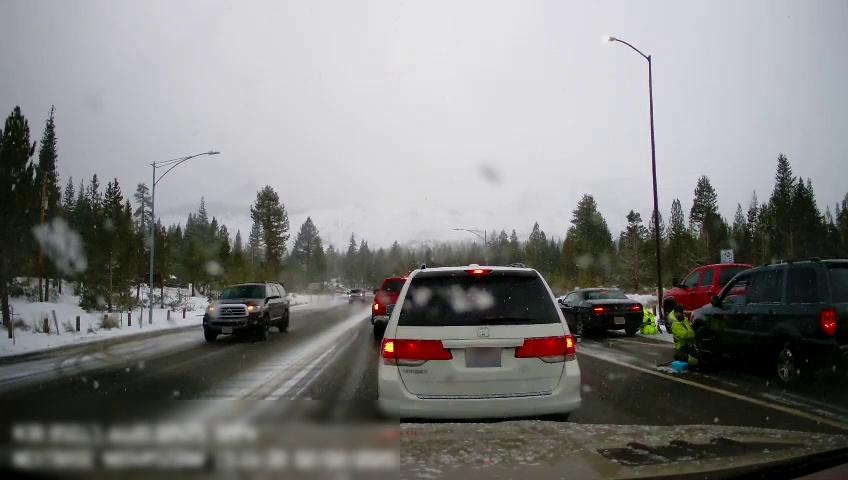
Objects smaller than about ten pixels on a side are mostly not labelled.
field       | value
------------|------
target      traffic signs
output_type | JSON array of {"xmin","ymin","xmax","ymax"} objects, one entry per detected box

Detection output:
[{"xmin": 720, "ymin": 249, "xmax": 734, "ymax": 263}]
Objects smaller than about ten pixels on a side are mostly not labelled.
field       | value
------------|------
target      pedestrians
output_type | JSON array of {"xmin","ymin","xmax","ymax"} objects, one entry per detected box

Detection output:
[
  {"xmin": 642, "ymin": 308, "xmax": 663, "ymax": 336},
  {"xmin": 667, "ymin": 306, "xmax": 703, "ymax": 365}
]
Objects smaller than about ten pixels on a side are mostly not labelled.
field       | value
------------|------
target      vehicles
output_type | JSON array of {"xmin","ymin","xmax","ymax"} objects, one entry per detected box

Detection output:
[
  {"xmin": 202, "ymin": 281, "xmax": 291, "ymax": 343},
  {"xmin": 663, "ymin": 263, "xmax": 752, "ymax": 333},
  {"xmin": 557, "ymin": 288, "xmax": 645, "ymax": 338},
  {"xmin": 377, "ymin": 264, "xmax": 581, "ymax": 423},
  {"xmin": 348, "ymin": 289, "xmax": 365, "ymax": 303},
  {"xmin": 372, "ymin": 277, "xmax": 407, "ymax": 337},
  {"xmin": 689, "ymin": 259, "xmax": 848, "ymax": 388}
]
